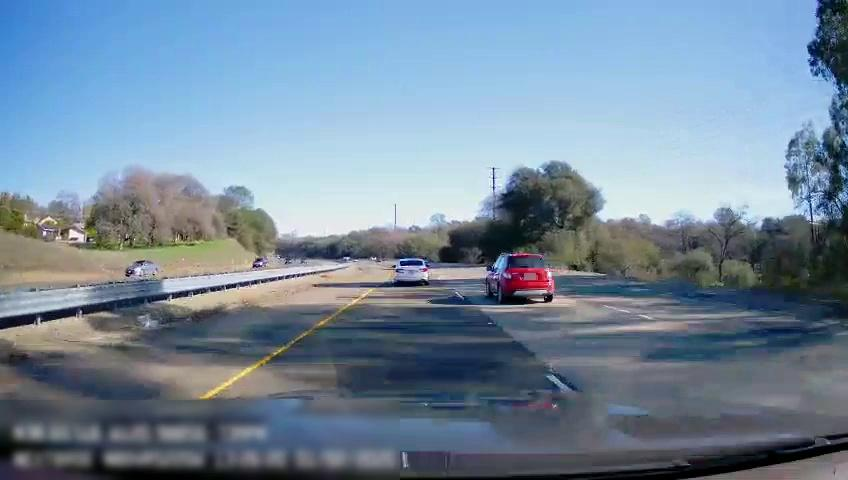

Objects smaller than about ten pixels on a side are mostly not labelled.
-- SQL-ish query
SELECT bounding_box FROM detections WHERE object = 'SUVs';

[251,257,268,271]
[485,253,555,304]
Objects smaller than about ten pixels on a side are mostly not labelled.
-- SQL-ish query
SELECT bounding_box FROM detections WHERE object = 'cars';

[124,259,159,279]
[392,258,430,285]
